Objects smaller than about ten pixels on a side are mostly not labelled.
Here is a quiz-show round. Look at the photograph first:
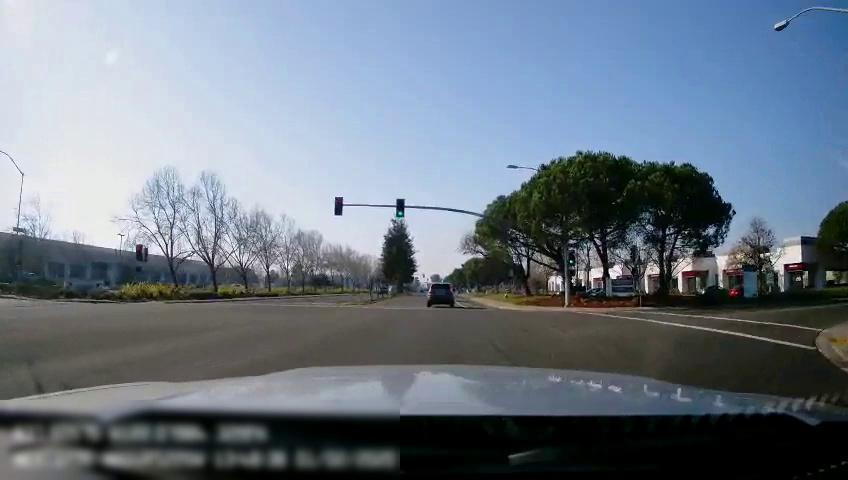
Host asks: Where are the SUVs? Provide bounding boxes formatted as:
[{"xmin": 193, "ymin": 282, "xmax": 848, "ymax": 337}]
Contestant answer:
[{"xmin": 427, "ymin": 282, "xmax": 454, "ymax": 307}]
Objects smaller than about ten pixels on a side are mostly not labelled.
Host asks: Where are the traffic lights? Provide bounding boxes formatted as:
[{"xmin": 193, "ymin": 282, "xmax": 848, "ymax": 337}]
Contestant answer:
[
  {"xmin": 136, "ymin": 244, "xmax": 144, "ymax": 262},
  {"xmin": 396, "ymin": 198, "xmax": 405, "ymax": 218},
  {"xmin": 334, "ymin": 196, "xmax": 343, "ymax": 216},
  {"xmin": 567, "ymin": 250, "xmax": 576, "ymax": 267}
]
